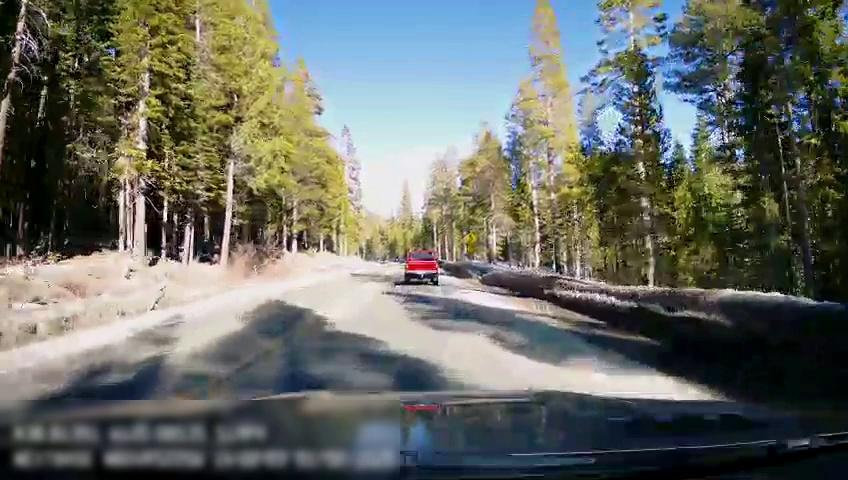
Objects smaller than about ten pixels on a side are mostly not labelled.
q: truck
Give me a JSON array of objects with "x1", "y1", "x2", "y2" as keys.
[{"x1": 403, "y1": 249, "x2": 440, "y2": 285}]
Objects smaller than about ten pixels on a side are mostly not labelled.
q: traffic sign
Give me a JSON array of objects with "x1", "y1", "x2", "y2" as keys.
[{"x1": 464, "y1": 230, "x2": 479, "y2": 247}]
